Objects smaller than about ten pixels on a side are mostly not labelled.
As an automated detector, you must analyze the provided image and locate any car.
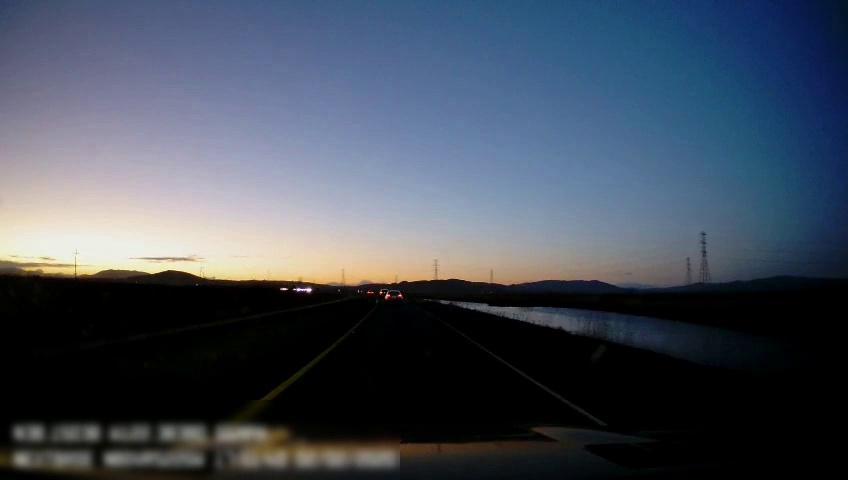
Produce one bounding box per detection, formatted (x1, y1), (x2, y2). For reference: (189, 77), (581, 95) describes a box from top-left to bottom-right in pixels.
(385, 290), (403, 303)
